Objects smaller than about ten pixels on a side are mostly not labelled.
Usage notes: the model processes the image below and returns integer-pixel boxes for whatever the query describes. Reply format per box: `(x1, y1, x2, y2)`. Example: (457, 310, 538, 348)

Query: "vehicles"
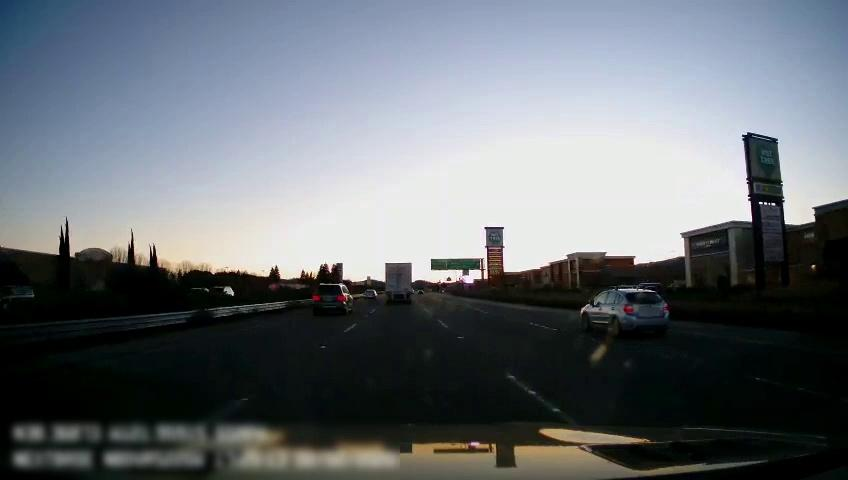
(0, 286, 35, 302)
(385, 263, 412, 304)
(210, 286, 235, 297)
(579, 288, 671, 342)
(363, 289, 378, 301)
(312, 283, 352, 316)
(191, 287, 210, 293)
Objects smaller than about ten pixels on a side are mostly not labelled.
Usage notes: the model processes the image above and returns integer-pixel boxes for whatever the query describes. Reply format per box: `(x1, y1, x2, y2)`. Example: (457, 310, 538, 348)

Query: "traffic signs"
(430, 257, 481, 270)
